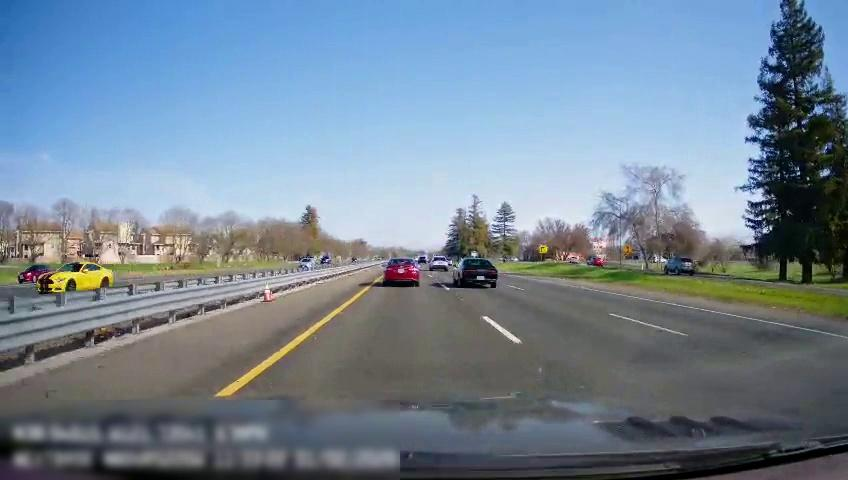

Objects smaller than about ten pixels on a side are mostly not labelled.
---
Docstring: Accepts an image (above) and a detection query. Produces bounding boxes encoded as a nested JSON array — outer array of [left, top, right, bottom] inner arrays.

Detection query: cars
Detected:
[[453, 258, 498, 288], [382, 259, 421, 287], [16, 264, 53, 286], [429, 255, 448, 271], [35, 262, 114, 295]]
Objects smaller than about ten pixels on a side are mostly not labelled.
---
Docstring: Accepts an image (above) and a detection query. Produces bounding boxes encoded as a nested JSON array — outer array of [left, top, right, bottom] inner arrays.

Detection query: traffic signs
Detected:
[[623, 244, 634, 255]]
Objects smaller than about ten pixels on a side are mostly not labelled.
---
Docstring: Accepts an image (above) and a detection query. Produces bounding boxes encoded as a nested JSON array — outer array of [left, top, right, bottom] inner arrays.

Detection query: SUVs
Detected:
[[297, 257, 319, 272], [664, 256, 695, 276]]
